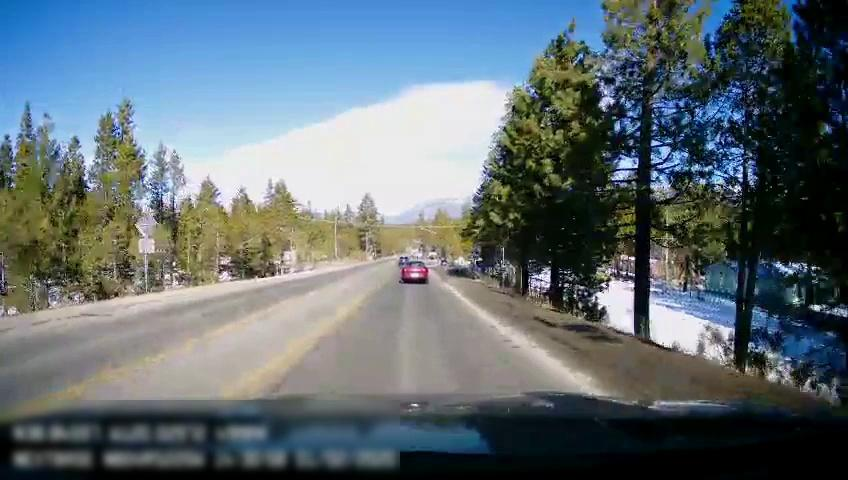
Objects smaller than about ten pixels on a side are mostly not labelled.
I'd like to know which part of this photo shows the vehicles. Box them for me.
[398,256,410,265]
[401,262,428,282]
